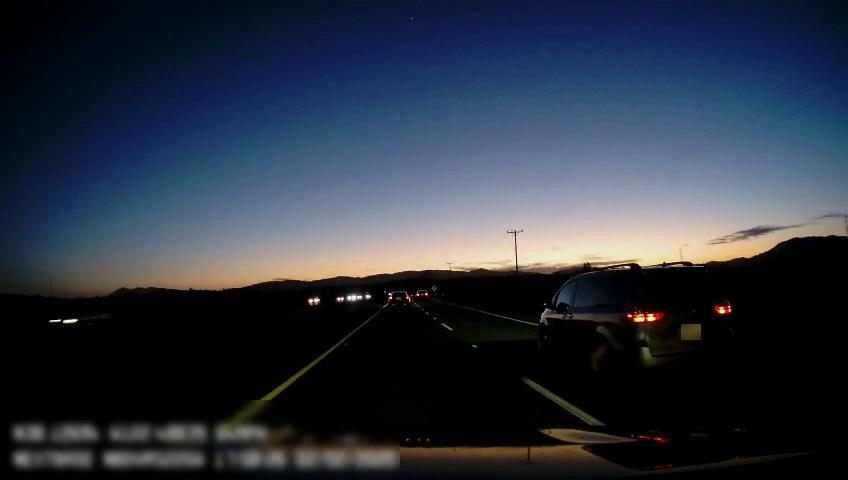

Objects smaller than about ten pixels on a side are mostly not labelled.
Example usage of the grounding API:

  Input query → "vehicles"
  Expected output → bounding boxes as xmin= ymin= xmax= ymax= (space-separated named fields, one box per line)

xmin=388 ymin=290 xmax=411 ymax=309
xmin=307 ymin=295 xmax=321 ymax=306
xmin=537 ymin=265 xmax=736 ymax=387
xmin=47 ymin=306 xmax=113 ymax=331
xmin=415 ymin=289 xmax=430 ymax=302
